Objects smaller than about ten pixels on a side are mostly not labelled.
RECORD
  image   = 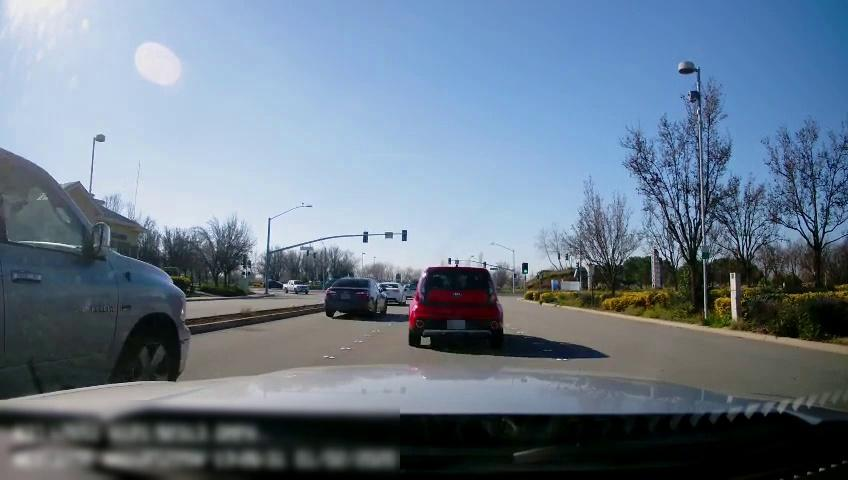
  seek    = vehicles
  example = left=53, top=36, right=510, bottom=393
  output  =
left=378, top=282, right=408, bottom=306
left=407, top=266, right=504, bottom=348
left=0, top=145, right=193, bottom=401
left=324, top=277, right=388, bottom=320
left=403, top=284, right=417, bottom=299
left=283, top=280, right=309, bottom=294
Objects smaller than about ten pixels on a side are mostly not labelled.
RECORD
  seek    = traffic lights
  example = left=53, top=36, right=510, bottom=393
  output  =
left=363, top=231, right=369, bottom=243
left=521, top=263, right=528, bottom=275
left=402, top=229, right=408, bottom=242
